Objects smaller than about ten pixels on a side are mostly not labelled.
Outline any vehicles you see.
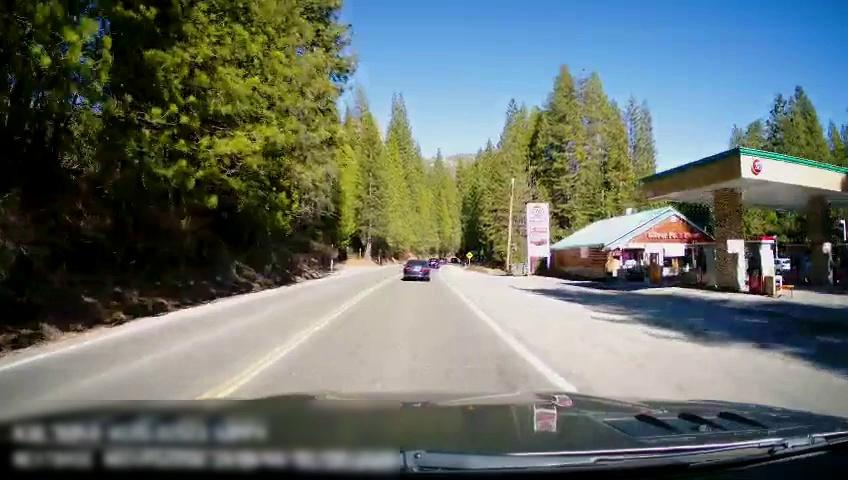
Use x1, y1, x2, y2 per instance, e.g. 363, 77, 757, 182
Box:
402, 259, 431, 281
427, 257, 441, 269
773, 257, 793, 274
